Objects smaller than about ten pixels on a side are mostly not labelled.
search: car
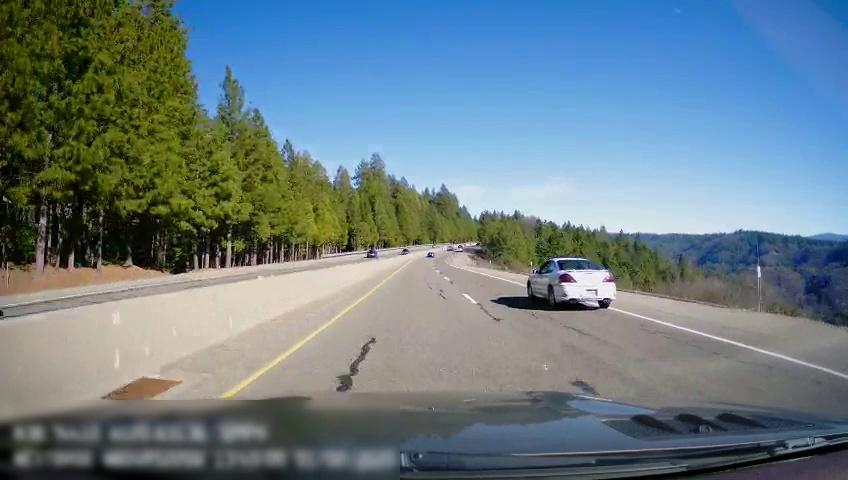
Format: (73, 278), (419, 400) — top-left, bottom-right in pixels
(526, 257), (616, 310)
